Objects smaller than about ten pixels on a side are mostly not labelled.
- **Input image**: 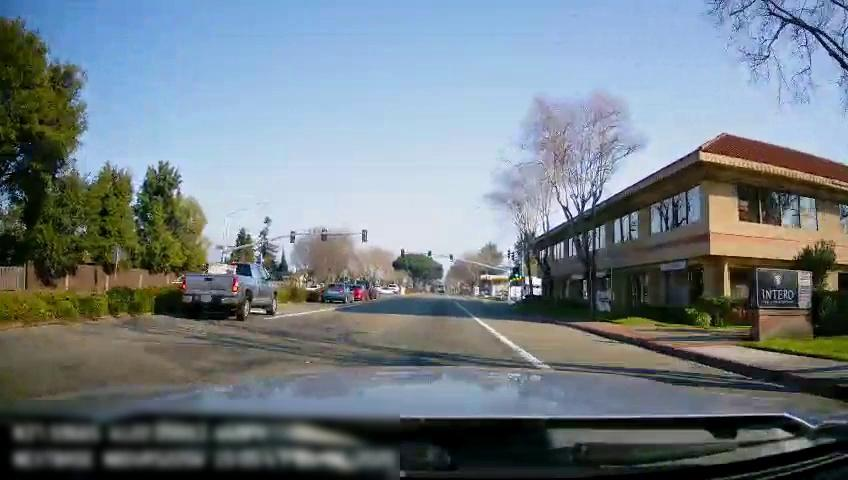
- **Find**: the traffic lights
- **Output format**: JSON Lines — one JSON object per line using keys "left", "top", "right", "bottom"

{"left": 361, "top": 229, "right": 367, "bottom": 241}
{"left": 290, "top": 231, "right": 296, "bottom": 243}
{"left": 321, "top": 228, "right": 327, "bottom": 240}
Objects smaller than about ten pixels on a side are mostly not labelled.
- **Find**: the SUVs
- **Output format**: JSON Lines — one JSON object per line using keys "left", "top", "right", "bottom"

{"left": 355, "top": 280, "right": 377, "bottom": 299}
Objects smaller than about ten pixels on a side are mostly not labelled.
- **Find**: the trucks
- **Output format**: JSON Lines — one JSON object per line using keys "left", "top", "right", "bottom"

{"left": 386, "top": 284, "right": 399, "bottom": 294}
{"left": 179, "top": 262, "right": 278, "bottom": 321}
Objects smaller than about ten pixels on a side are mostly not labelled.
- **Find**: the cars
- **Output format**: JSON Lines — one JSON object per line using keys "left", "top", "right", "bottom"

{"left": 380, "top": 287, "right": 395, "bottom": 295}
{"left": 347, "top": 285, "right": 369, "bottom": 301}
{"left": 322, "top": 283, "right": 353, "bottom": 303}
